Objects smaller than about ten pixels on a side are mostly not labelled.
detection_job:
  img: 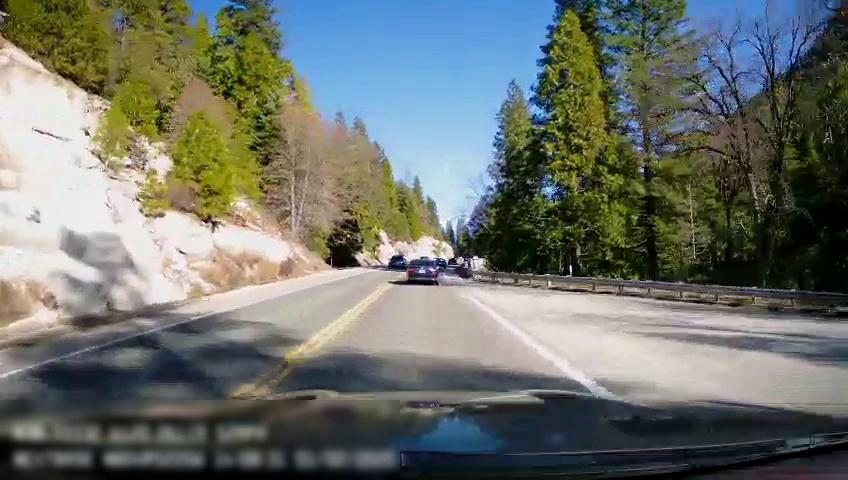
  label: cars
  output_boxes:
[433,257,448,270]
[407,258,440,286]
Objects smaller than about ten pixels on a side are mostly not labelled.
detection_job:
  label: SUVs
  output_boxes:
[387,254,408,270]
